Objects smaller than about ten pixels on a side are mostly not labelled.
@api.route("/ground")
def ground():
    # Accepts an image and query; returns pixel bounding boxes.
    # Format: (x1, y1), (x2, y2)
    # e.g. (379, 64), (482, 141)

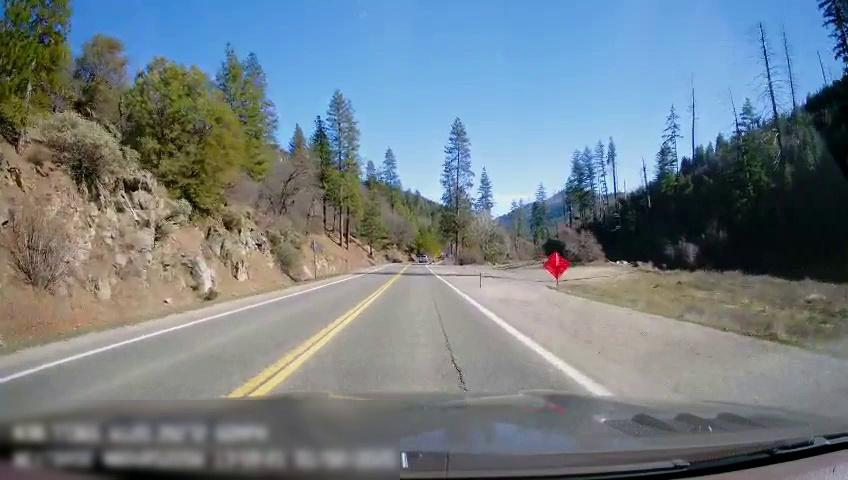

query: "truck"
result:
(418, 256), (429, 264)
